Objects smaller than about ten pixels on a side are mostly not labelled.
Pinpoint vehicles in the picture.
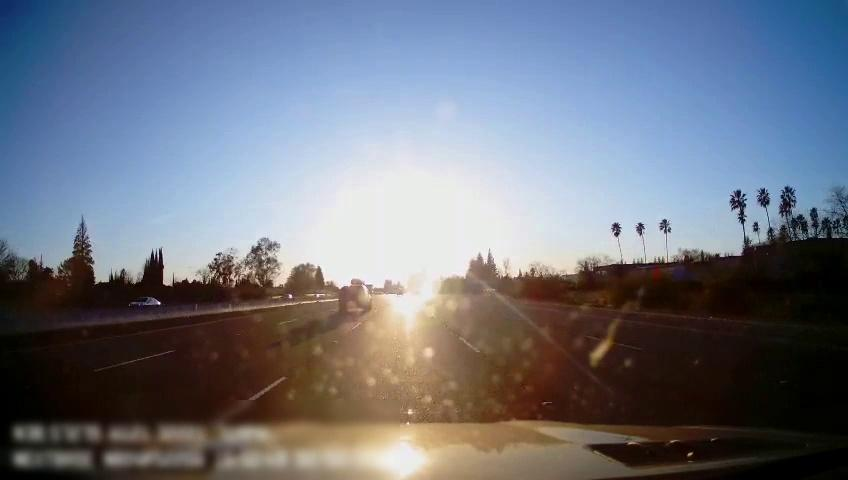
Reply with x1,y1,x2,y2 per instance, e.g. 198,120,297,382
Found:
338,278,373,312
396,289,403,296
128,296,161,309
